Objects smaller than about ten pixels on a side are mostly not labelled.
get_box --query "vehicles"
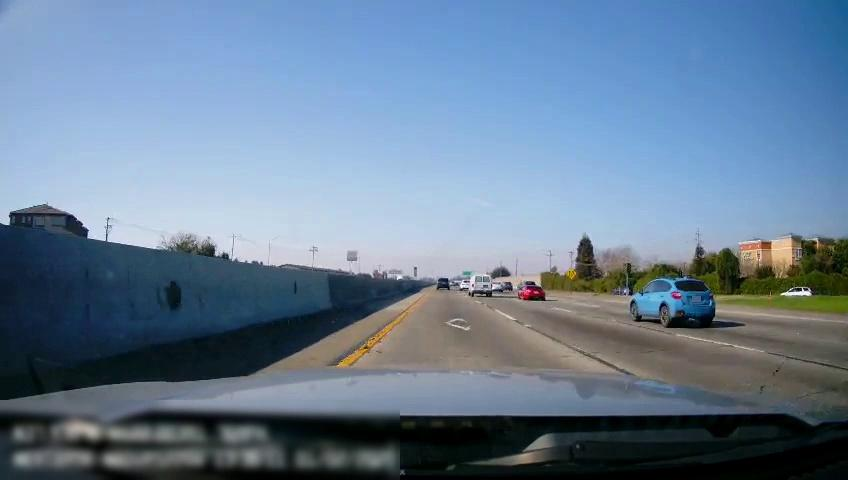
[459,279,470,291]
[517,284,545,301]
[629,278,717,328]
[501,281,513,291]
[613,286,634,296]
[435,276,451,291]
[467,273,493,298]
[492,281,504,292]
[780,286,812,296]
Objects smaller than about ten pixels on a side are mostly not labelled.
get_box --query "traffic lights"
[626,262,632,273]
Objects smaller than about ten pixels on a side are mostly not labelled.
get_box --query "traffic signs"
[566,268,577,280]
